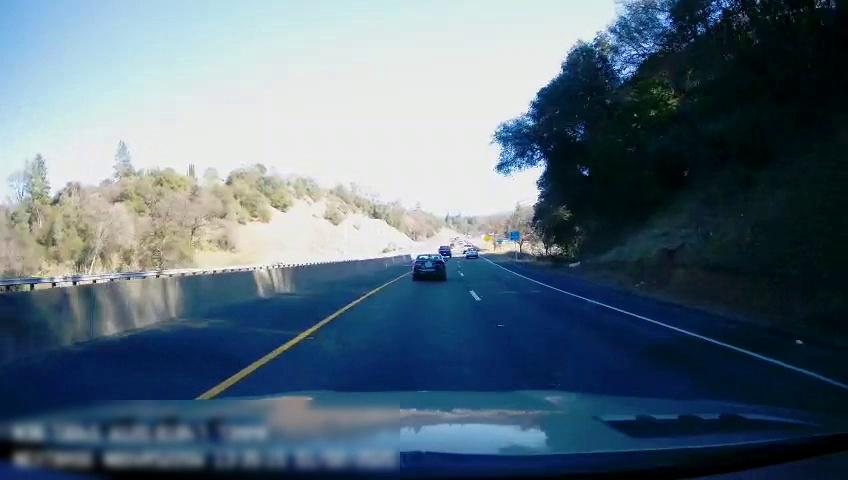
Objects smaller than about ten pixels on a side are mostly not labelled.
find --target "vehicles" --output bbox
[464,246,479,259]
[412,252,447,281]
[437,244,454,258]
[462,243,473,254]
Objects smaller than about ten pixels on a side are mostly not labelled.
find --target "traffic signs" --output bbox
[511,231,522,241]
